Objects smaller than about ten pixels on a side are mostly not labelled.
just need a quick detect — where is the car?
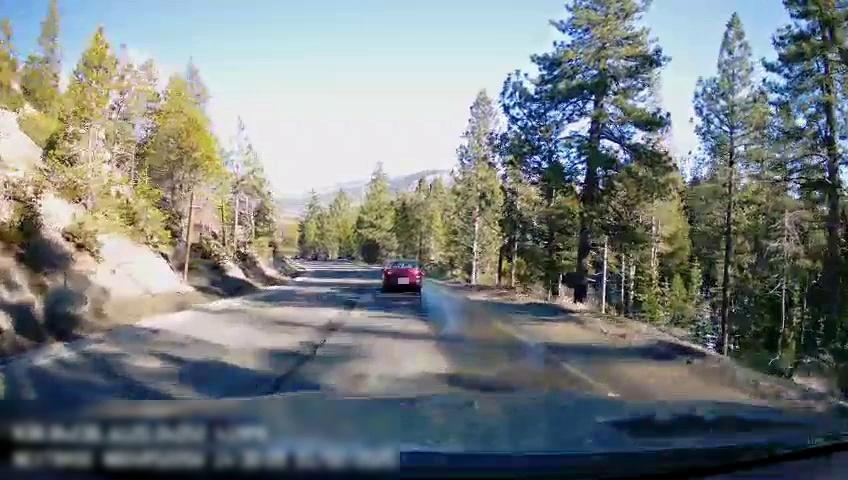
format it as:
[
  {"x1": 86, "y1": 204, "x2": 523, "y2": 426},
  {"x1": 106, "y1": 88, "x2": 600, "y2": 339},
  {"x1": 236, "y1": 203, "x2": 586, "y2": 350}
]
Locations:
[{"x1": 381, "y1": 260, "x2": 425, "y2": 296}]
